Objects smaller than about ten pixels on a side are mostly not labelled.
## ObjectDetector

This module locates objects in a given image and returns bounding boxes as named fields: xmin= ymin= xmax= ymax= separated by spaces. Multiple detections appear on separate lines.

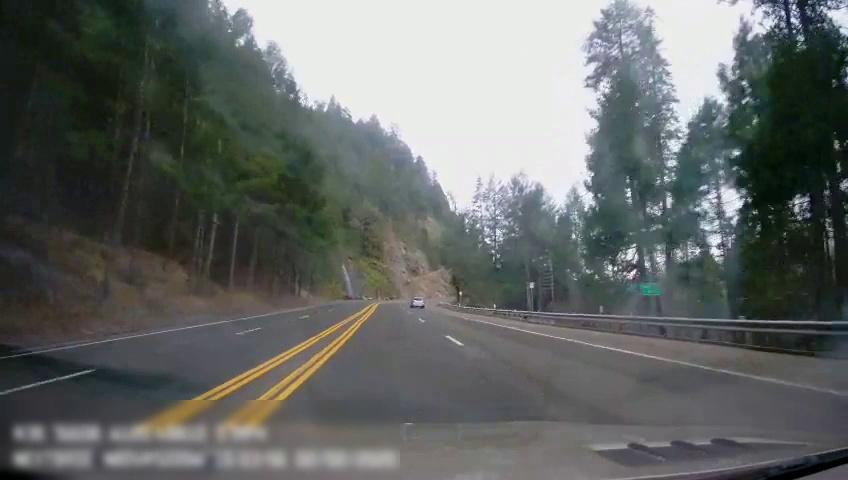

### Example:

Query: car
xmin=410 ymin=296 xmax=425 ymax=309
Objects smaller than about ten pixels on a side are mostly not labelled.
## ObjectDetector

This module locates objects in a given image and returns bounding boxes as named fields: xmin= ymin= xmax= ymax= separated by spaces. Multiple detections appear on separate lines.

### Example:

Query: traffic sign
xmin=637 ymin=284 xmax=664 ymax=297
